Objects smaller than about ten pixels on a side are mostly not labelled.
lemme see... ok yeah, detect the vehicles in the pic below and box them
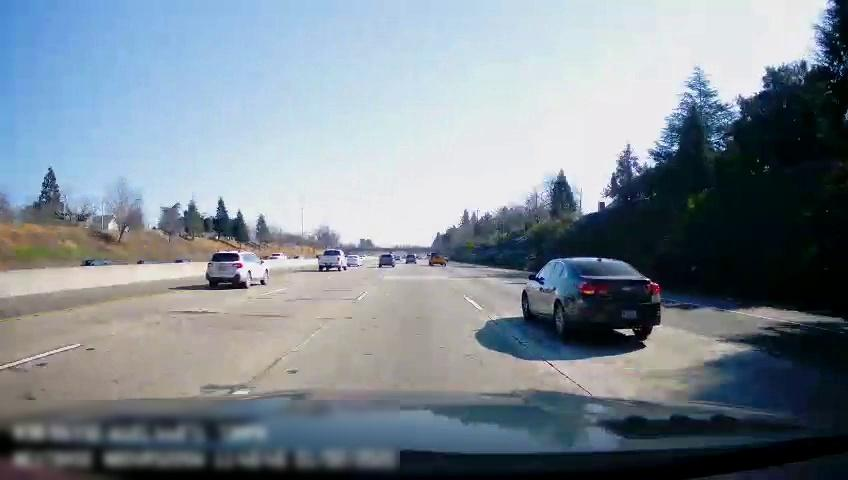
[520,256,663,340]
[204,250,272,290]
[270,253,288,260]
[404,254,417,264]
[347,254,361,267]
[377,253,396,268]
[317,248,348,272]
[80,256,104,267]
[429,255,449,268]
